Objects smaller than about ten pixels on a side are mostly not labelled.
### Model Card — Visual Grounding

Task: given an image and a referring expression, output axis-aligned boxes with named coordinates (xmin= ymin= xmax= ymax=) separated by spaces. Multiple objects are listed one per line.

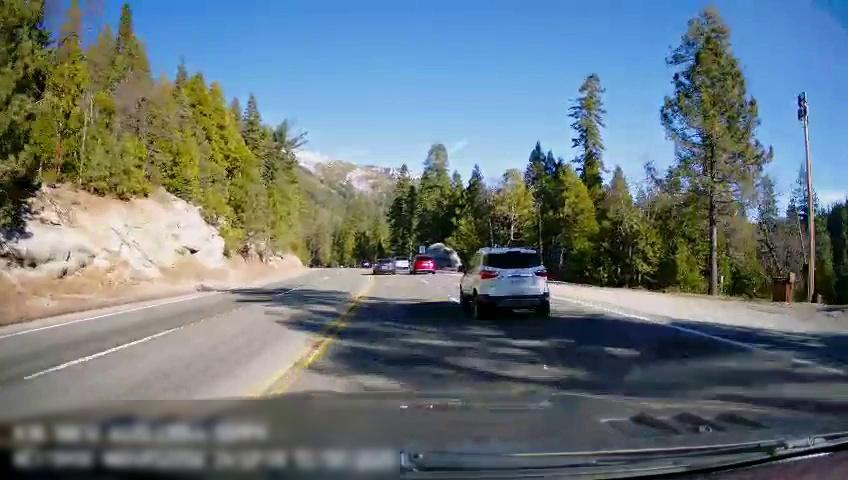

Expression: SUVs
xmin=410 ymin=254 xmax=438 ymax=275
xmin=458 ymin=247 xmax=551 ymax=322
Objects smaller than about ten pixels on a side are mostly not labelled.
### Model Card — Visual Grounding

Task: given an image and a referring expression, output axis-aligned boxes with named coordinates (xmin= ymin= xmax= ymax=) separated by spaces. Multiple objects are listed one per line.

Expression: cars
xmin=371 ymin=256 xmax=399 ymax=276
